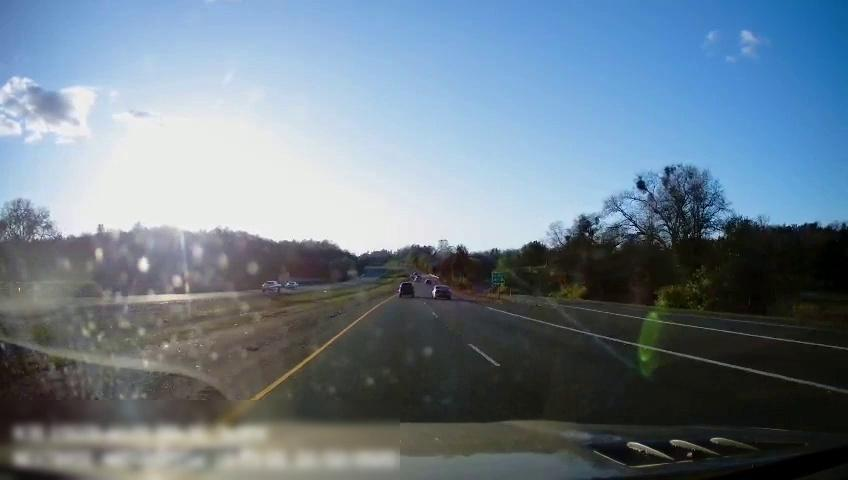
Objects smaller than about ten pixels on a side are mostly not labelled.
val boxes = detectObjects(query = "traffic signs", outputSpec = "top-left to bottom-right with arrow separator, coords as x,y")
491,272 -> 504,285
426,262 -> 437,268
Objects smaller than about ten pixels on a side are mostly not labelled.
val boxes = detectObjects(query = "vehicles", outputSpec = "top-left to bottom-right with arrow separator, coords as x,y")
0,284 -> 22,305
284,281 -> 298,290
262,280 -> 280,292
432,285 -> 452,301
399,282 -> 415,298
